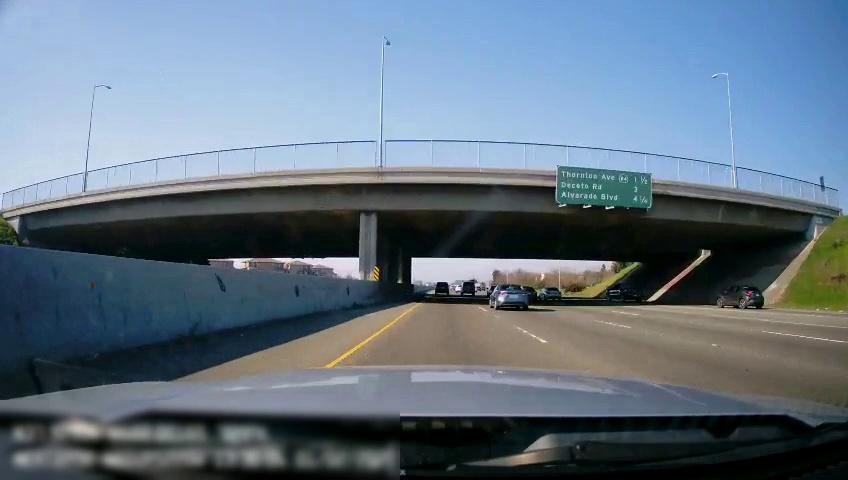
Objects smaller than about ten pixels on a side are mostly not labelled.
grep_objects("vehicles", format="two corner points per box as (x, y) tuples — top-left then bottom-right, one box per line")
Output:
(522, 285), (538, 302)
(489, 283), (529, 311)
(460, 280), (476, 296)
(605, 281), (644, 303)
(434, 280), (450, 295)
(539, 287), (562, 301)
(715, 286), (764, 309)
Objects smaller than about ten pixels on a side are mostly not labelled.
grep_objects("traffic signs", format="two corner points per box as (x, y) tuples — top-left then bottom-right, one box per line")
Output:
(374, 266), (380, 282)
(556, 166), (653, 208)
